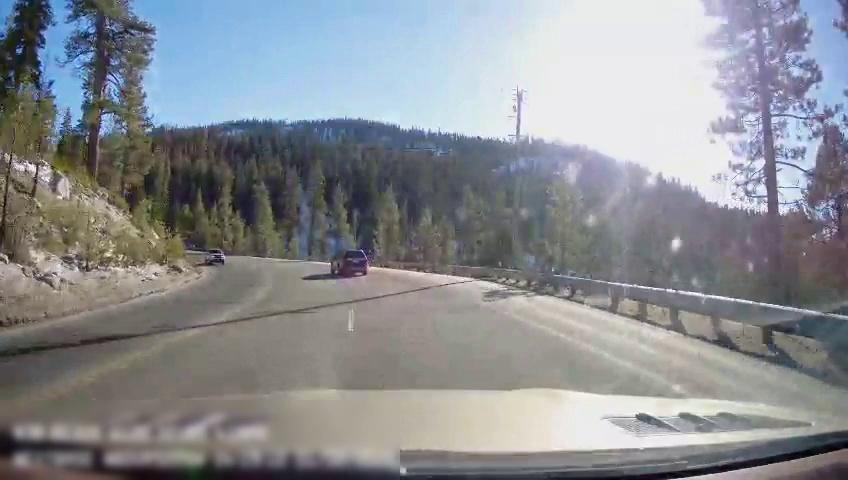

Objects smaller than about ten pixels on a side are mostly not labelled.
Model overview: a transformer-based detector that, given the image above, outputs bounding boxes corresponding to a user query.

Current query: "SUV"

[330,248,368,278]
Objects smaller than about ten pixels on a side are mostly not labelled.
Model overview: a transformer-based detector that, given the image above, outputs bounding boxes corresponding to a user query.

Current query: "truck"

[204,248,225,266]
